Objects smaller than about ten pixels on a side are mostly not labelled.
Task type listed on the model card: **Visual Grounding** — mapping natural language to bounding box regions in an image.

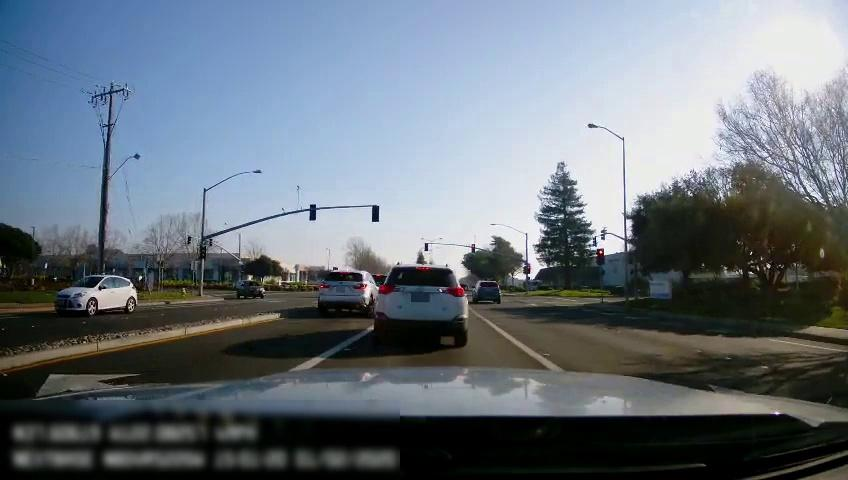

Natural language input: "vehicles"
[368,272,390,288]
[235,279,264,299]
[317,270,380,319]
[374,262,469,349]
[472,281,501,304]
[54,274,138,318]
